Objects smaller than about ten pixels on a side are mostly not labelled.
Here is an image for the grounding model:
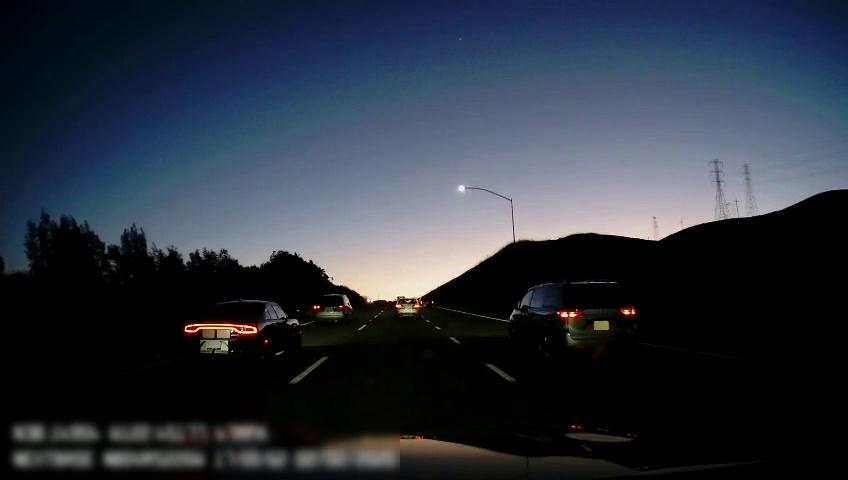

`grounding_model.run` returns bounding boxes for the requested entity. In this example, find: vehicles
[507,280,639,359]
[393,297,423,320]
[312,293,353,327]
[418,296,435,309]
[181,298,303,375]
